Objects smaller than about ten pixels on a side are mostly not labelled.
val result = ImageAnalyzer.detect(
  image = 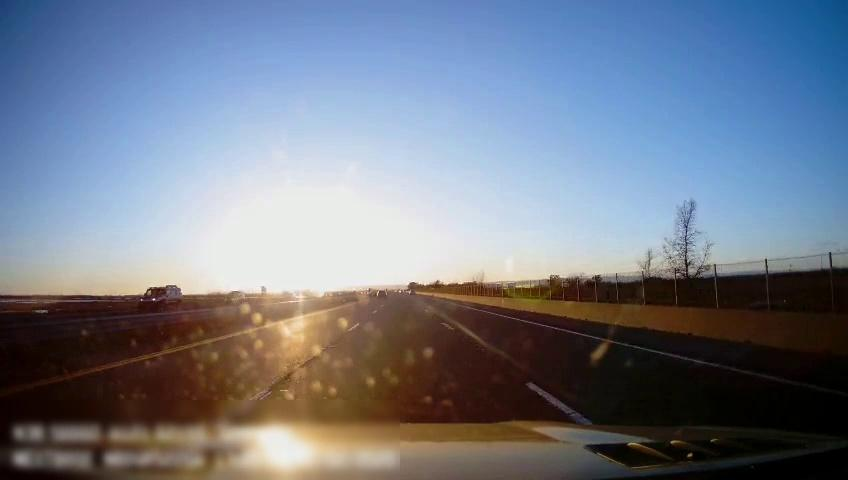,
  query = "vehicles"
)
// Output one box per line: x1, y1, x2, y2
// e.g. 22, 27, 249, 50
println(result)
223, 290, 248, 306
137, 285, 183, 309
377, 290, 388, 299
